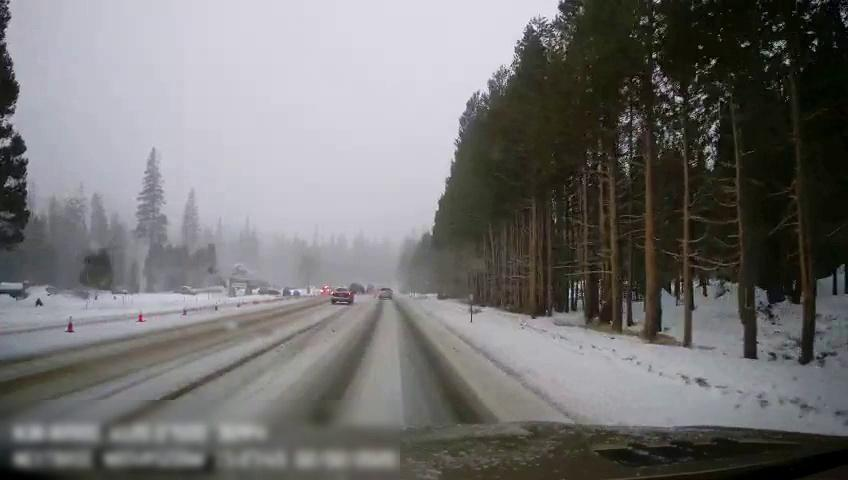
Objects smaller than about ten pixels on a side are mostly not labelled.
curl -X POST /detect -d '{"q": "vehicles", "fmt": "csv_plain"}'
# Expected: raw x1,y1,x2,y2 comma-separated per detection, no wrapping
174,285,197,295
320,285,332,295
378,287,393,300
348,282,366,295
282,286,301,297
111,287,129,295
330,286,354,306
